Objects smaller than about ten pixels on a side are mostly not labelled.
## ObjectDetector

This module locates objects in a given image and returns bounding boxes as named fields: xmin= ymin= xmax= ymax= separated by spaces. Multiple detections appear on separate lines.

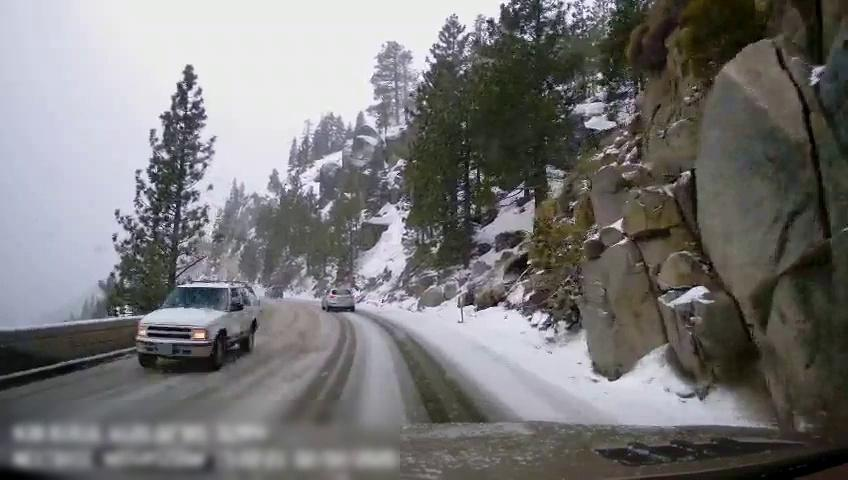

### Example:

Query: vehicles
xmin=264 ymin=287 xmax=284 ymax=299
xmin=136 ymin=282 xmax=262 ymax=371
xmin=319 ymin=287 xmax=357 ymax=313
